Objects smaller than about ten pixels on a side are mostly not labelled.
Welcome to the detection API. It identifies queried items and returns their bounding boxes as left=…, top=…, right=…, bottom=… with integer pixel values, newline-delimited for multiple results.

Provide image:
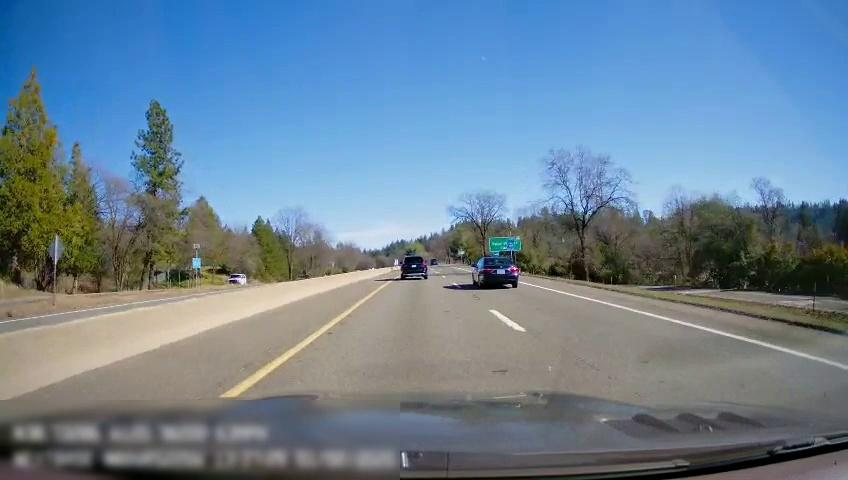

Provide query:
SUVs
left=399, top=256, right=429, bottom=281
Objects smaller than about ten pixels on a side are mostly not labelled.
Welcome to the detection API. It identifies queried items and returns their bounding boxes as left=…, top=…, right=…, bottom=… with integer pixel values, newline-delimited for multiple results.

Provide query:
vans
left=226, top=273, right=248, bottom=286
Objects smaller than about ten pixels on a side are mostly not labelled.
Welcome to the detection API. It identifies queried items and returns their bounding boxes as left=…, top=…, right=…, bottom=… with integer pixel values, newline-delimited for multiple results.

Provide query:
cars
left=471, top=256, right=520, bottom=290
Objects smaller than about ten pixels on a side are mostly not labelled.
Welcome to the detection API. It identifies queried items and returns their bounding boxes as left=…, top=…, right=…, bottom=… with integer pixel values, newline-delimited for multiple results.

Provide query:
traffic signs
left=487, top=237, right=522, bottom=252
left=192, top=257, right=202, bottom=269
left=507, top=240, right=516, bottom=252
